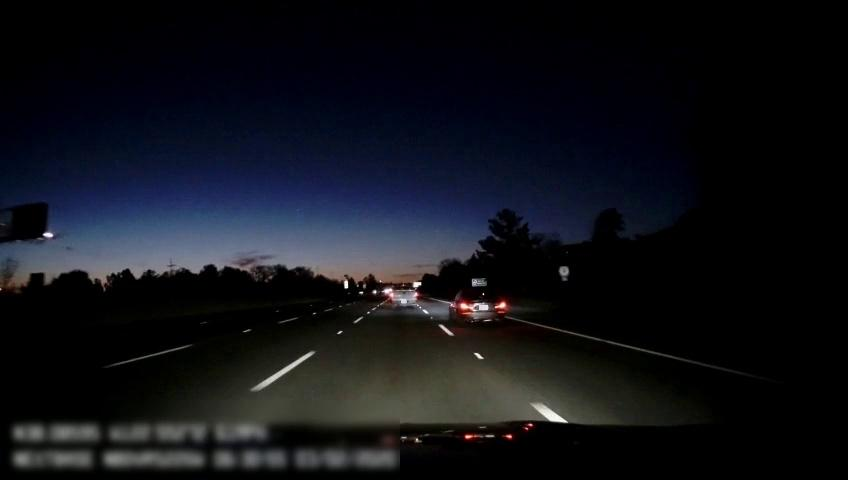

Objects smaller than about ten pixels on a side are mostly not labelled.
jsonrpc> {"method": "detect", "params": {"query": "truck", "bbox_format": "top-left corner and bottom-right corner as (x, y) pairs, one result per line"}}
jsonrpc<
(391, 281), (420, 311)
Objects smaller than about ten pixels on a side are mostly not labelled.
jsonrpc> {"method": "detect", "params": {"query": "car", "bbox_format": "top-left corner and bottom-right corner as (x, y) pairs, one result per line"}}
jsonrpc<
(448, 286), (509, 328)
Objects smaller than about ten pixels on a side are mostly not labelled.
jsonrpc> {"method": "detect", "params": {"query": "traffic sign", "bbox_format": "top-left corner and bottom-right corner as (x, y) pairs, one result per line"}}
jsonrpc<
(472, 277), (488, 286)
